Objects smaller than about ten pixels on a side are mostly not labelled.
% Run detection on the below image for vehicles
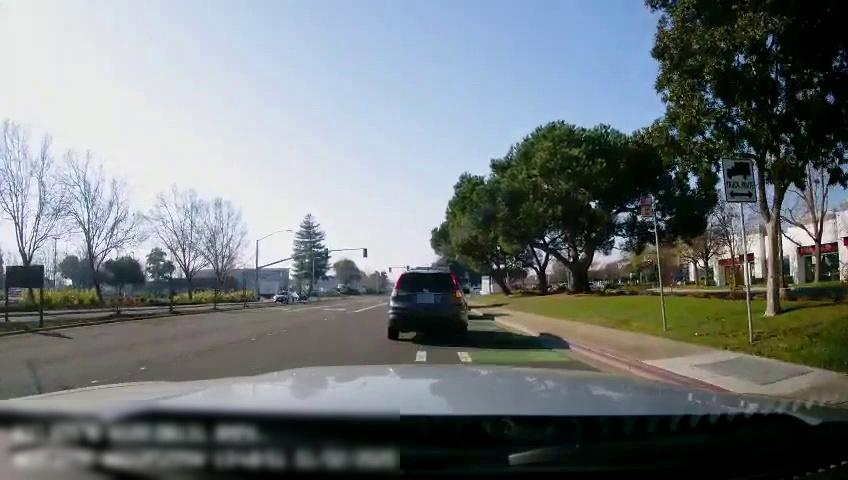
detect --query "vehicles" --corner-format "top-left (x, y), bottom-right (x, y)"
top-left (273, 291), bottom-right (295, 303)
top-left (388, 270), bottom-right (471, 340)
top-left (292, 290), bottom-right (308, 301)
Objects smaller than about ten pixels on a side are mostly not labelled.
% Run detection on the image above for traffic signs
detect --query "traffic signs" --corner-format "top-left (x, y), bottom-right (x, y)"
top-left (720, 157), bottom-right (757, 203)
top-left (640, 195), bottom-right (655, 217)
